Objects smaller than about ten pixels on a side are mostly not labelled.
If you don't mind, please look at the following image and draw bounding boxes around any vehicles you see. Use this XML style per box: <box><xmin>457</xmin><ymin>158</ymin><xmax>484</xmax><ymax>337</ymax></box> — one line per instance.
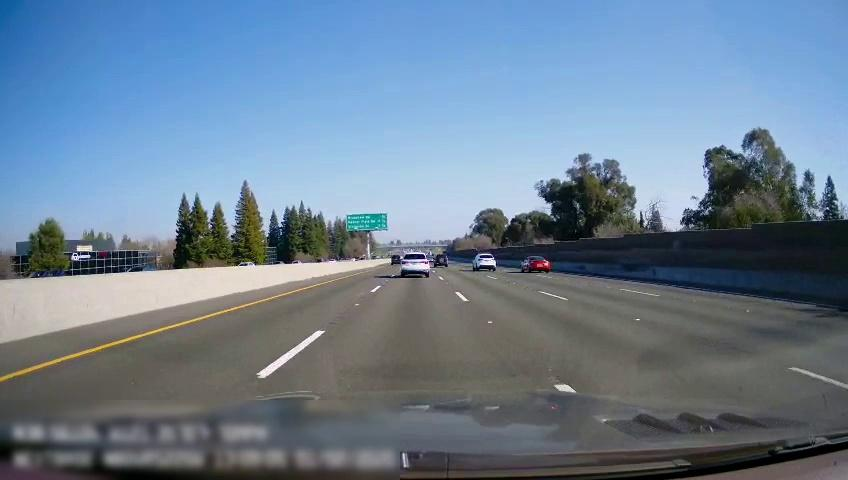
<box><xmin>125</xmin><ymin>266</ymin><xmax>156</xmax><ymax>272</ymax></box>
<box><xmin>236</xmin><ymin>262</ymin><xmax>256</xmax><ymax>267</ymax></box>
<box><xmin>521</xmin><ymin>255</ymin><xmax>551</xmax><ymax>273</ymax></box>
<box><xmin>399</xmin><ymin>252</ymin><xmax>430</xmax><ymax>278</ymax></box>
<box><xmin>27</xmin><ymin>271</ymin><xmax>64</xmax><ymax>278</ymax></box>
<box><xmin>432</xmin><ymin>253</ymin><xmax>449</xmax><ymax>268</ymax></box>
<box><xmin>390</xmin><ymin>254</ymin><xmax>403</xmax><ymax>266</ymax></box>
<box><xmin>471</xmin><ymin>253</ymin><xmax>498</xmax><ymax>272</ymax></box>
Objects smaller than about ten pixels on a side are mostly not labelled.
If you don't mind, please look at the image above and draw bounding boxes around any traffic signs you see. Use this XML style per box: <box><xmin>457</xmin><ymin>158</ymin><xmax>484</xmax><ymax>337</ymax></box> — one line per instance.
<box><xmin>345</xmin><ymin>213</ymin><xmax>388</xmax><ymax>231</ymax></box>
